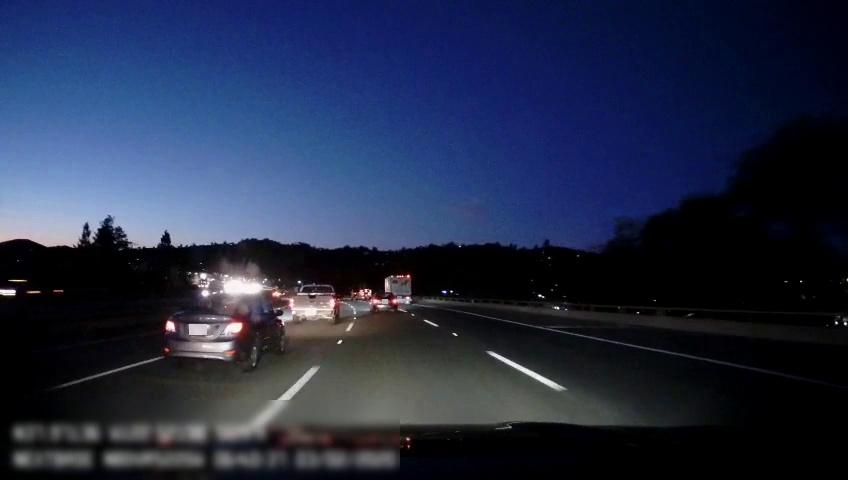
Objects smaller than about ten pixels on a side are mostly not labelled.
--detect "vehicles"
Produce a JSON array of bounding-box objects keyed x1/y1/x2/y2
[
  {"x1": 163, "y1": 293, "x2": 286, "y2": 372},
  {"x1": 385, "y1": 274, "x2": 412, "y2": 305},
  {"x1": 370, "y1": 291, "x2": 398, "y2": 314},
  {"x1": 290, "y1": 284, "x2": 341, "y2": 325},
  {"x1": 0, "y1": 279, "x2": 64, "y2": 299},
  {"x1": 202, "y1": 287, "x2": 224, "y2": 297},
  {"x1": 351, "y1": 286, "x2": 372, "y2": 301}
]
